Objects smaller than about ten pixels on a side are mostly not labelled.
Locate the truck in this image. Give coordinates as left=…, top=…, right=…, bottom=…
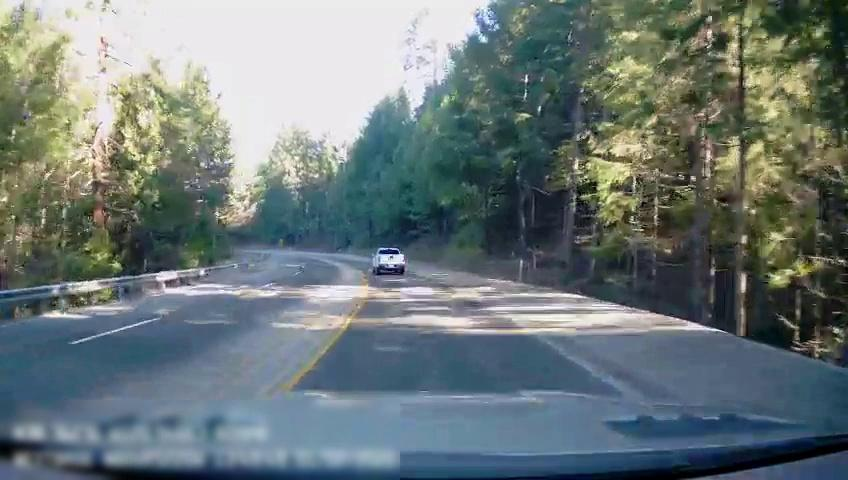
left=372, top=247, right=406, bottom=276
